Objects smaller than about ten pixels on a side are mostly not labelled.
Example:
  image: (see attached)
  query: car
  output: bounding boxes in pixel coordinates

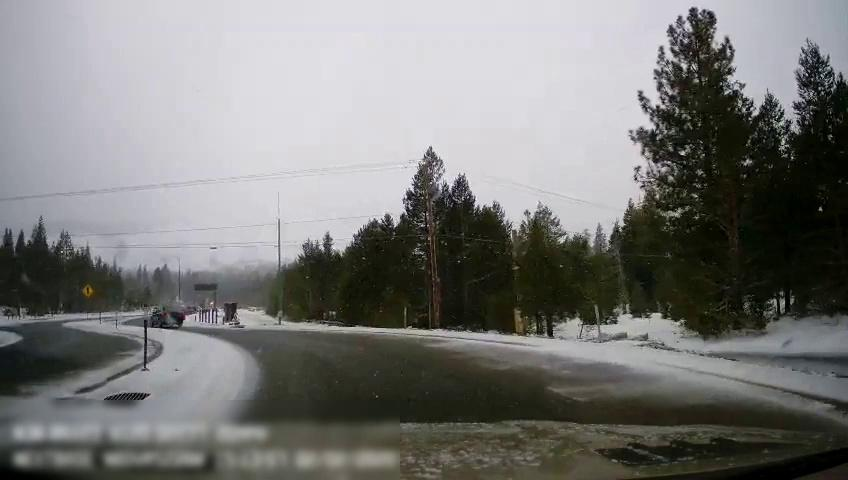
[148,304,186,328]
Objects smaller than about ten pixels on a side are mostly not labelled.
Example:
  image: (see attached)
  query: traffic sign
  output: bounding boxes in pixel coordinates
[81,283,96,299]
